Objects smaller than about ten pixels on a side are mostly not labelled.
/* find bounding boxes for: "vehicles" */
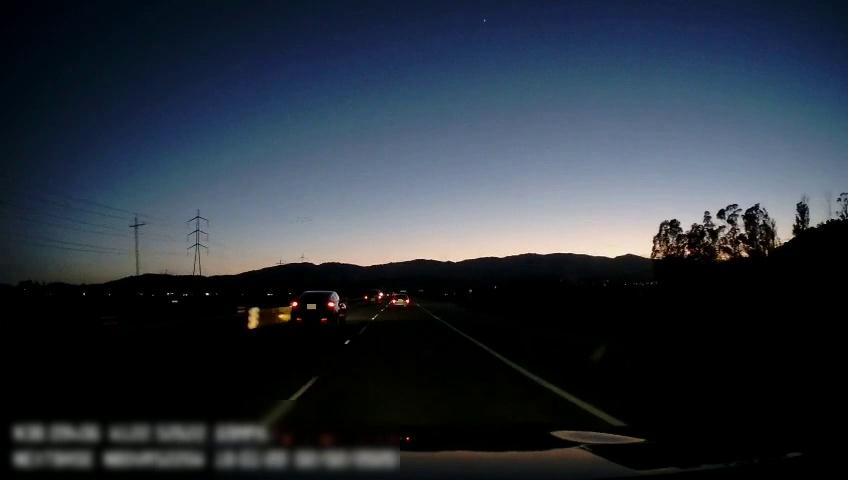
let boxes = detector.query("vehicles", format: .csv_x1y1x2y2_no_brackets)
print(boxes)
291,289,347,329
391,292,410,307
364,287,384,303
